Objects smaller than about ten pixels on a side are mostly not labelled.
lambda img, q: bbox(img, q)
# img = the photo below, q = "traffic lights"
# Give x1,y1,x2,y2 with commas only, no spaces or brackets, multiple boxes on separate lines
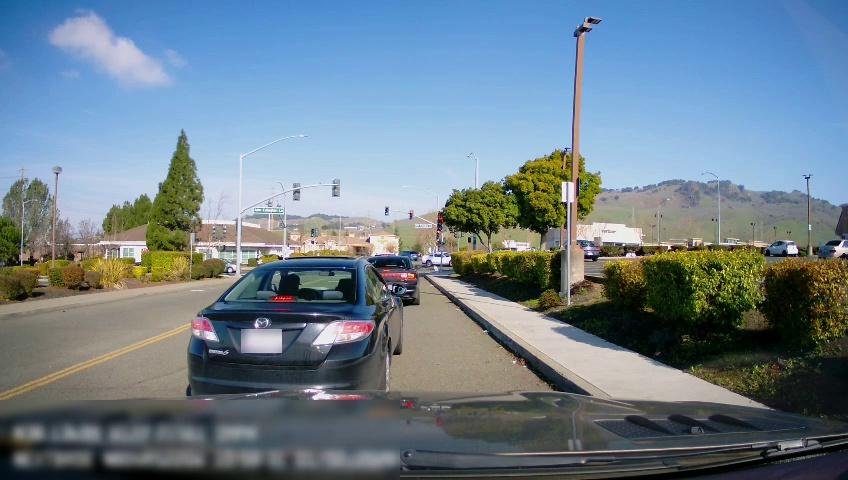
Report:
435,228,442,240
384,206,390,217
211,224,219,240
235,217,243,233
292,182,301,201
408,209,414,220
331,178,341,198
221,224,228,239
435,211,445,232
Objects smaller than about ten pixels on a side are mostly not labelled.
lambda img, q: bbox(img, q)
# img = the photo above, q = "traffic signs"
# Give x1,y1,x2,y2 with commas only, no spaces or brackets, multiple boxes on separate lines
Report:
253,206,286,216
414,223,433,229
561,181,575,203
189,232,195,243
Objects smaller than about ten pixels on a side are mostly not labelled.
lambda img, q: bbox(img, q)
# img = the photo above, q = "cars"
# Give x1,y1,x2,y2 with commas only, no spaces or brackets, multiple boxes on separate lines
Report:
764,239,799,258
185,254,407,397
218,257,237,273
818,239,848,260
421,251,454,268
563,239,602,262
365,255,422,306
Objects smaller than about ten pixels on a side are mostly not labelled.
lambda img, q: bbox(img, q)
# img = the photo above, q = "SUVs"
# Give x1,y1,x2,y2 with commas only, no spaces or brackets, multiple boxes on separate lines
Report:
398,250,419,262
